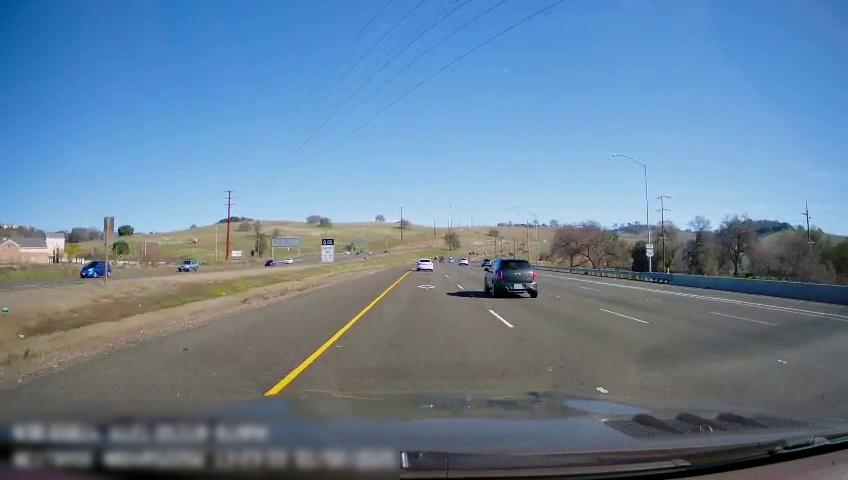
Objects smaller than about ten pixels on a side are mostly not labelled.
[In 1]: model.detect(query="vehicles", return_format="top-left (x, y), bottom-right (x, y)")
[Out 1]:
top-left (178, 260), bottom-right (199, 272)
top-left (480, 258), bottom-right (492, 267)
top-left (416, 257), bottom-right (433, 271)
top-left (264, 259), bottom-right (276, 266)
top-left (483, 259), bottom-right (538, 298)
top-left (283, 257), bottom-right (294, 264)
top-left (80, 261), bottom-right (112, 278)
top-left (458, 258), bottom-right (469, 266)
